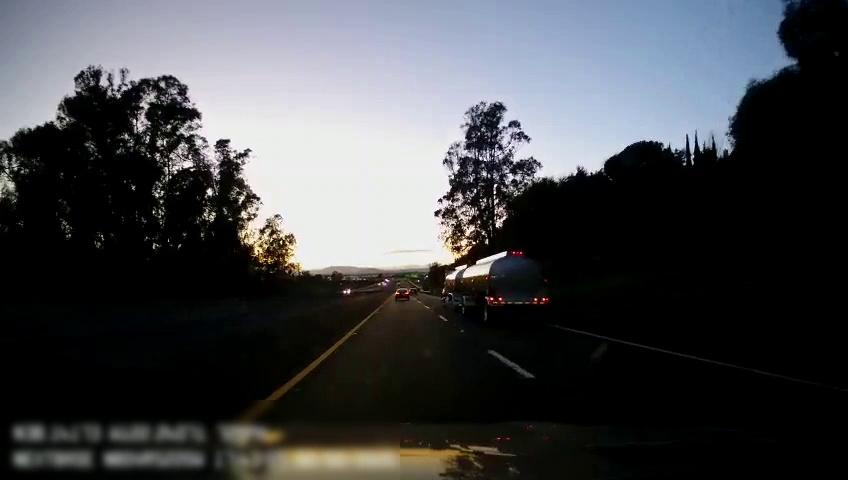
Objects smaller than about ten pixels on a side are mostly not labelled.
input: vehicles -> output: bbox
[439,266,468,308]
[459,249,552,325]
[394,287,412,301]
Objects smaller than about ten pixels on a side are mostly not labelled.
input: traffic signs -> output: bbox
[406,271,421,280]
